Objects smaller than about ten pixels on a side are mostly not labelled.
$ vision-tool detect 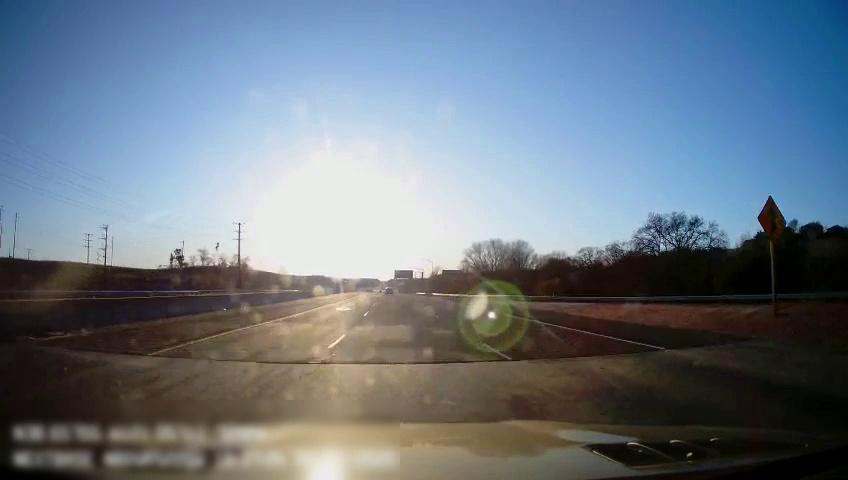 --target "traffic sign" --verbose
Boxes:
[394,269,414,280]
